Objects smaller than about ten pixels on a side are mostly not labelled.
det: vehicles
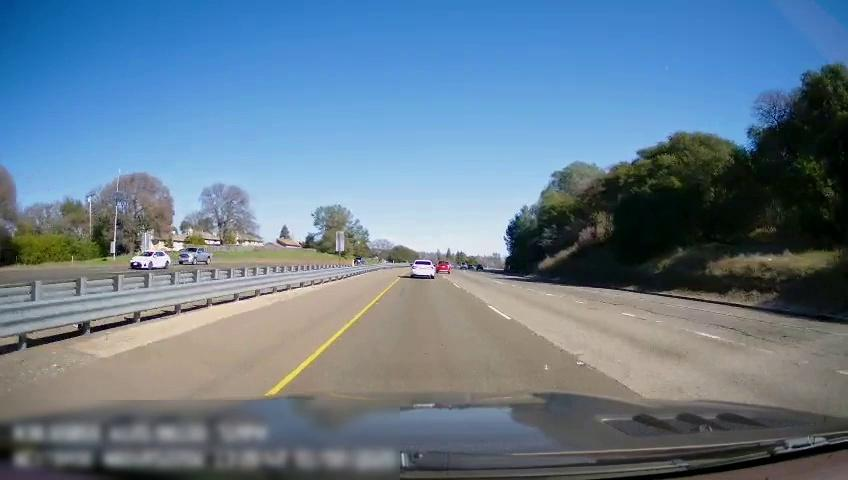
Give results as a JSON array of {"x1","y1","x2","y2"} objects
[
  {"x1": 176, "y1": 247, "x2": 212, "y2": 266},
  {"x1": 409, "y1": 259, "x2": 436, "y2": 280},
  {"x1": 434, "y1": 260, "x2": 452, "y2": 275},
  {"x1": 351, "y1": 257, "x2": 366, "y2": 266},
  {"x1": 128, "y1": 249, "x2": 170, "y2": 271}
]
